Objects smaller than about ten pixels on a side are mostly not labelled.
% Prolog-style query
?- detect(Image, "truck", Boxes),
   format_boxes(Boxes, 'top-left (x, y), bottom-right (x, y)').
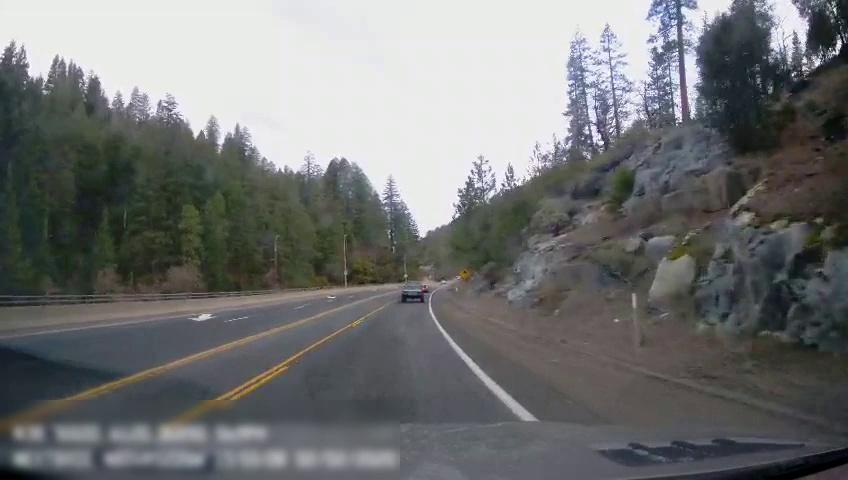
top-left (401, 281), bottom-right (424, 303)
